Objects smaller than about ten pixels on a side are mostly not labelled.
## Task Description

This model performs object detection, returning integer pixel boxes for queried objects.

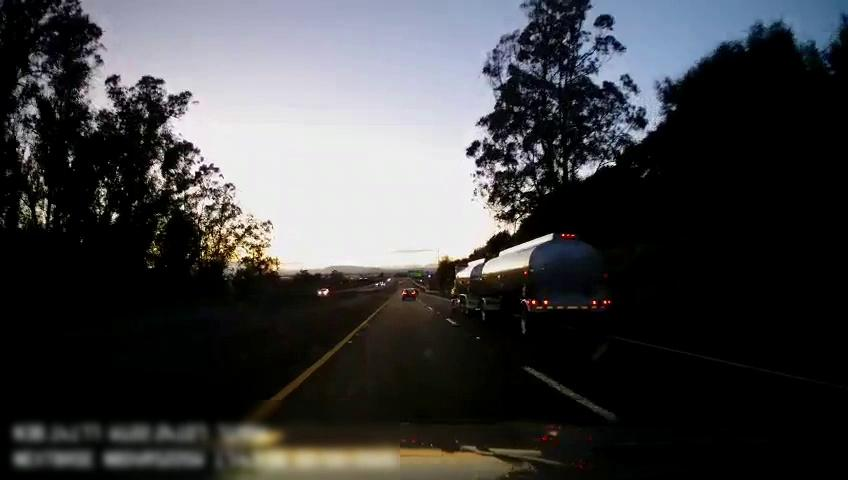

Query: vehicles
[316,287,330,298]
[449,259,487,317]
[401,287,418,301]
[478,233,614,337]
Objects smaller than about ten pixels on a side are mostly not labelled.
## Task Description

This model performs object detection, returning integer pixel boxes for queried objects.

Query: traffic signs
[409,269,424,278]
